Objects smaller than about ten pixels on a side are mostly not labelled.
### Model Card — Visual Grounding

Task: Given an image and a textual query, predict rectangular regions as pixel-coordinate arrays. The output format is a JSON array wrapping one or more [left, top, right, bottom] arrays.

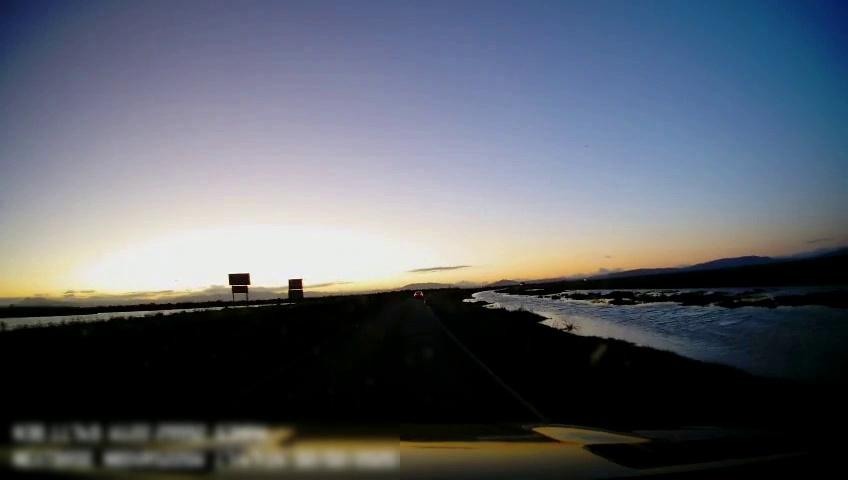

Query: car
[[413, 290, 424, 298]]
